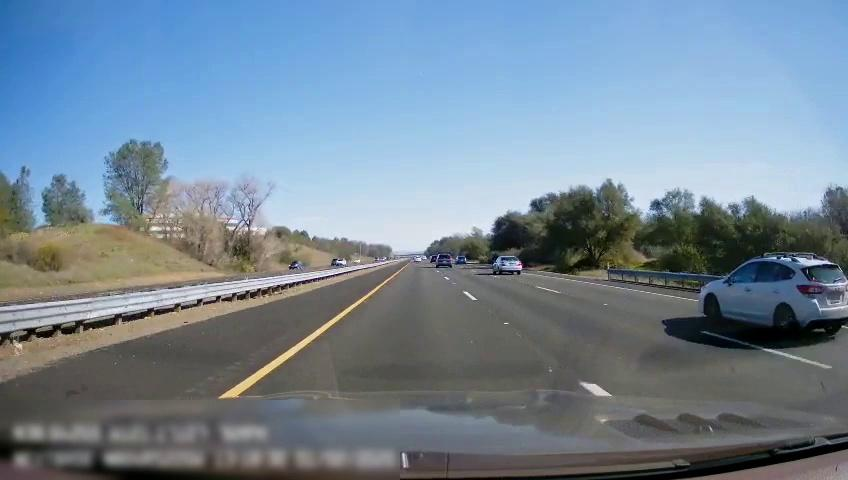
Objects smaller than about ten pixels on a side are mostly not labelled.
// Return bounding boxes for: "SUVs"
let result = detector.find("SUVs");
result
[456,256,467,264]
[435,253,453,268]
[698,255,848,340]
[288,260,304,271]
[335,258,347,267]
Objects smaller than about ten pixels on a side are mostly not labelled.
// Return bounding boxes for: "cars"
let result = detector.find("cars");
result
[492,255,523,276]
